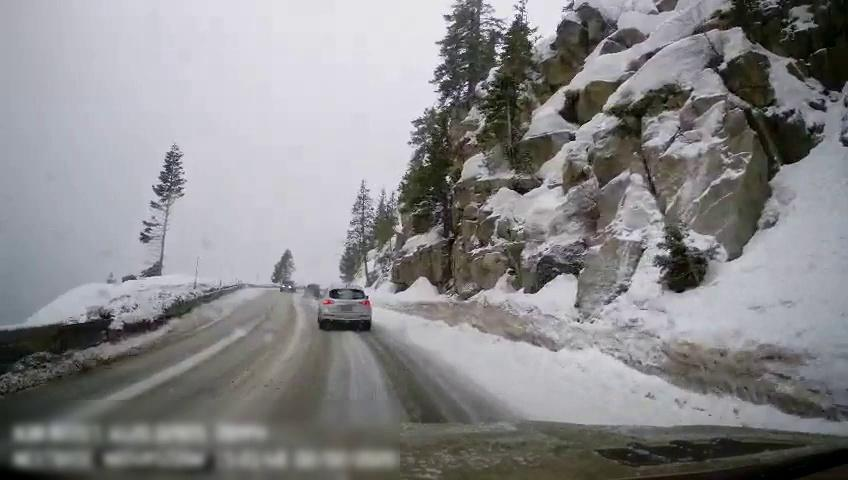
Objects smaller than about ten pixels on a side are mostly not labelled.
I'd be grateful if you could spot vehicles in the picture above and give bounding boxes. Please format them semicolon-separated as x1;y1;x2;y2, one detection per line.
279;280;297;293
314;285;372;332
302;283;322;299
